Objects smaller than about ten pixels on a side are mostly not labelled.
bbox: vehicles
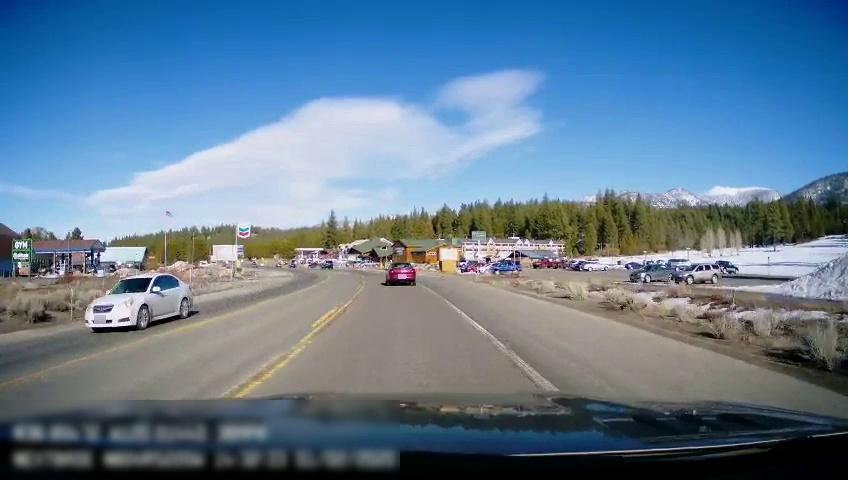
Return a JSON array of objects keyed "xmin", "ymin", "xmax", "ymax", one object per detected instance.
[
  {"xmin": 533, "ymin": 258, "xmax": 561, "ymax": 270},
  {"xmin": 624, "ymin": 262, "xmax": 644, "ymax": 270},
  {"xmin": 574, "ymin": 260, "xmax": 585, "ymax": 271},
  {"xmin": 714, "ymin": 260, "xmax": 740, "ymax": 274},
  {"xmin": 630, "ymin": 263, "xmax": 676, "ymax": 284},
  {"xmin": 667, "ymin": 260, "xmax": 694, "ymax": 272},
  {"xmin": 321, "ymin": 261, "xmax": 333, "ymax": 269},
  {"xmin": 583, "ymin": 260, "xmax": 609, "ymax": 272},
  {"xmin": 83, "ymin": 273, "xmax": 194, "ymax": 333},
  {"xmin": 567, "ymin": 260, "xmax": 579, "ymax": 270},
  {"xmin": 490, "ymin": 261, "xmax": 523, "ymax": 274},
  {"xmin": 386, "ymin": 263, "xmax": 417, "ymax": 285},
  {"xmin": 672, "ymin": 263, "xmax": 721, "ymax": 286}
]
